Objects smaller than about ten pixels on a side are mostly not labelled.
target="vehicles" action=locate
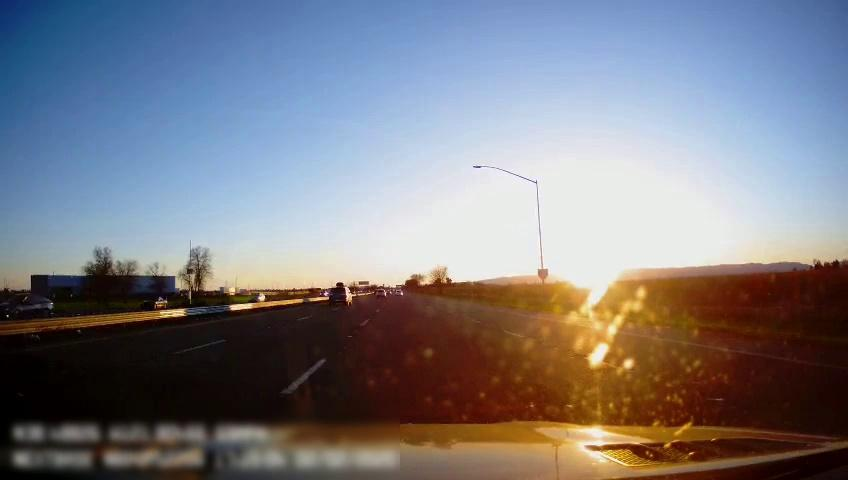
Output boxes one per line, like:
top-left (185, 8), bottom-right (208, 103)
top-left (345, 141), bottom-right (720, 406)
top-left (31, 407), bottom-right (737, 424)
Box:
top-left (247, 292), bottom-right (266, 304)
top-left (376, 289), bottom-right (387, 298)
top-left (140, 295), bottom-right (169, 312)
top-left (328, 281), bottom-right (354, 307)
top-left (0, 293), bottom-right (55, 322)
